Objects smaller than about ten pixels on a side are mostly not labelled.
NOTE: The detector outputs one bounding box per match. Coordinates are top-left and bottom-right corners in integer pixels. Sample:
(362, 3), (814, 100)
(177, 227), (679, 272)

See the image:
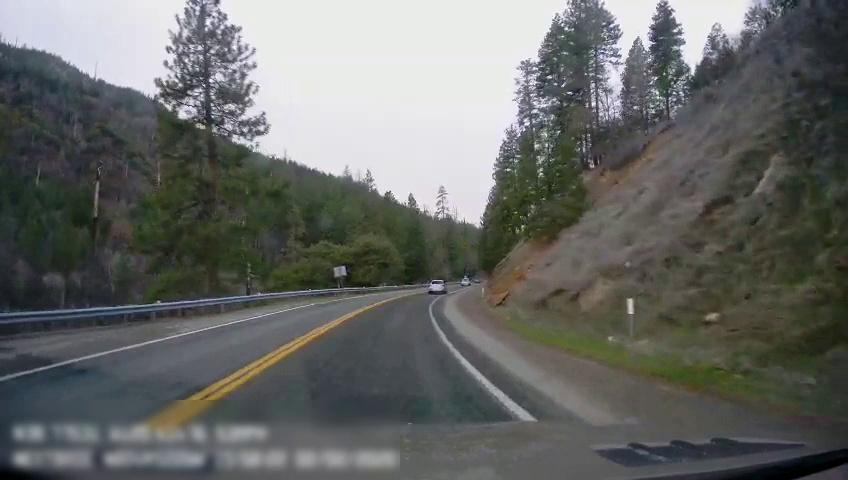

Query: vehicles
(428, 279), (447, 294)
(460, 278), (471, 287)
